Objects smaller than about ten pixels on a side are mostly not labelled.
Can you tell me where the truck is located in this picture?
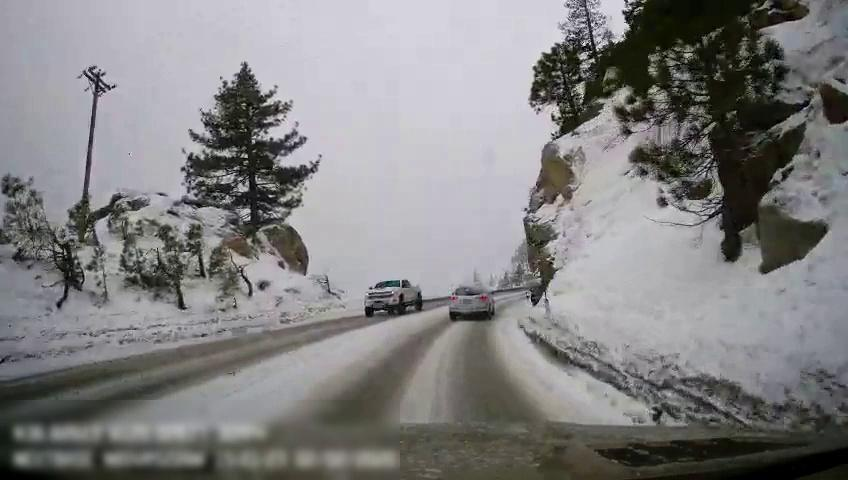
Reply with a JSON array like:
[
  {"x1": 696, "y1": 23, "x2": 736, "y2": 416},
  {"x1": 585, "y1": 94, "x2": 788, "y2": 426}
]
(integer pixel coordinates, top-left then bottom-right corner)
[{"x1": 364, "y1": 279, "x2": 422, "y2": 319}]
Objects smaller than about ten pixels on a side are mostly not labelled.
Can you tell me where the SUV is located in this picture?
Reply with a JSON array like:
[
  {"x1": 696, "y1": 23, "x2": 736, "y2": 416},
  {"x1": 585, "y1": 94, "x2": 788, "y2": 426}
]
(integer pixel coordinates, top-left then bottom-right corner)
[{"x1": 448, "y1": 286, "x2": 497, "y2": 322}]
